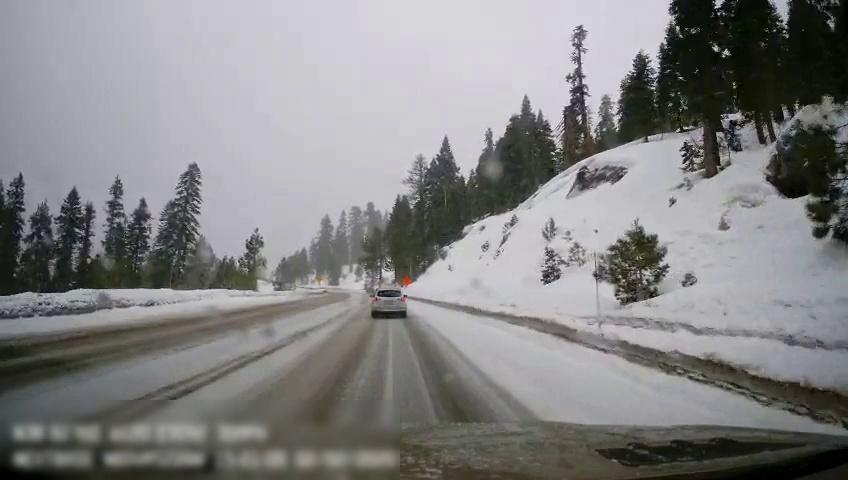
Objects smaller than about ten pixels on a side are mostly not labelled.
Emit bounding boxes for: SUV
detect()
[369,286,407,319]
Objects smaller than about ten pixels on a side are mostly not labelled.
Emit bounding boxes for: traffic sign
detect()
[401,277,412,287]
